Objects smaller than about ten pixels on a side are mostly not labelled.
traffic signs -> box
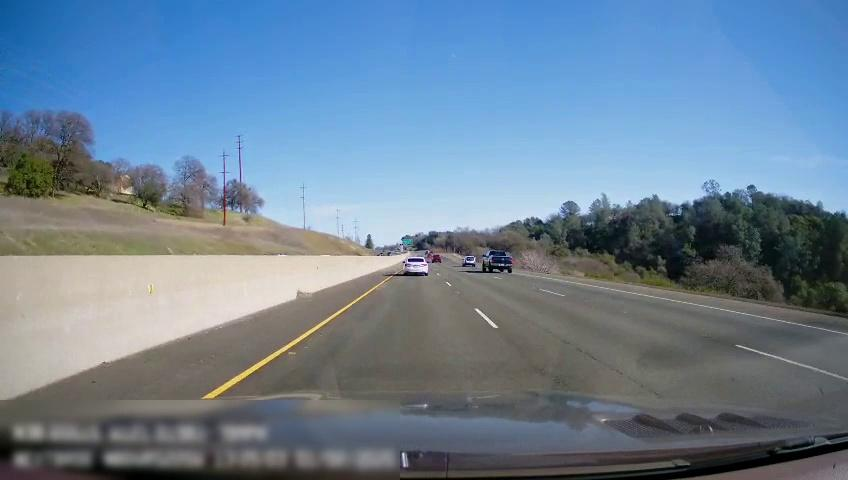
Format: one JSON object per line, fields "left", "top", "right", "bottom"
{"left": 402, "top": 239, "right": 414, "bottom": 247}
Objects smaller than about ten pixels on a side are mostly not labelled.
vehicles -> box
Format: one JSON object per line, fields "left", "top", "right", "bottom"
{"left": 277, "top": 254, "right": 288, "bottom": 257}
{"left": 481, "top": 250, "right": 513, "bottom": 273}
{"left": 462, "top": 256, "right": 476, "bottom": 267}
{"left": 320, "top": 254, "right": 330, "bottom": 257}
{"left": 431, "top": 255, "right": 442, "bottom": 264}
{"left": 401, "top": 256, "right": 428, "bottom": 276}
